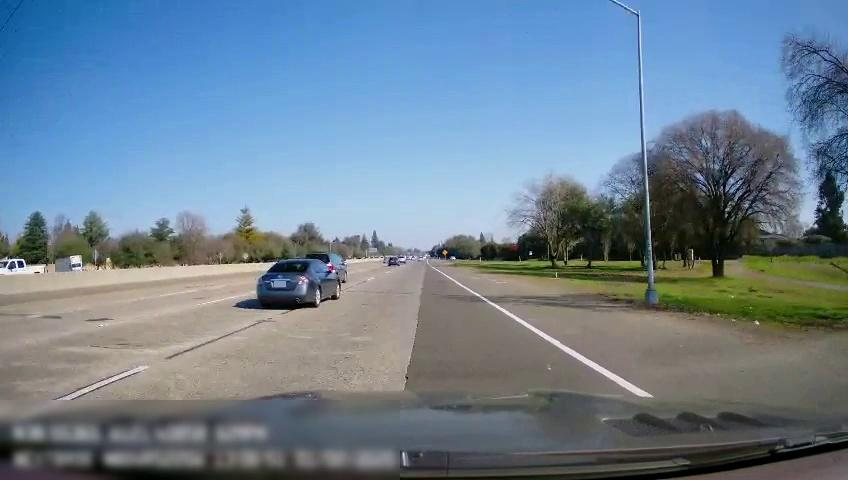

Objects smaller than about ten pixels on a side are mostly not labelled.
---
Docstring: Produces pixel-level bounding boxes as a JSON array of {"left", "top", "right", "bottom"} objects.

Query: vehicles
[
  {"left": 387, "top": 256, "right": 401, "bottom": 267},
  {"left": 302, "top": 252, "right": 349, "bottom": 284},
  {"left": 54, "top": 256, "right": 83, "bottom": 272},
  {"left": 257, "top": 259, "right": 341, "bottom": 308},
  {"left": 0, "top": 258, "right": 48, "bottom": 276}
]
